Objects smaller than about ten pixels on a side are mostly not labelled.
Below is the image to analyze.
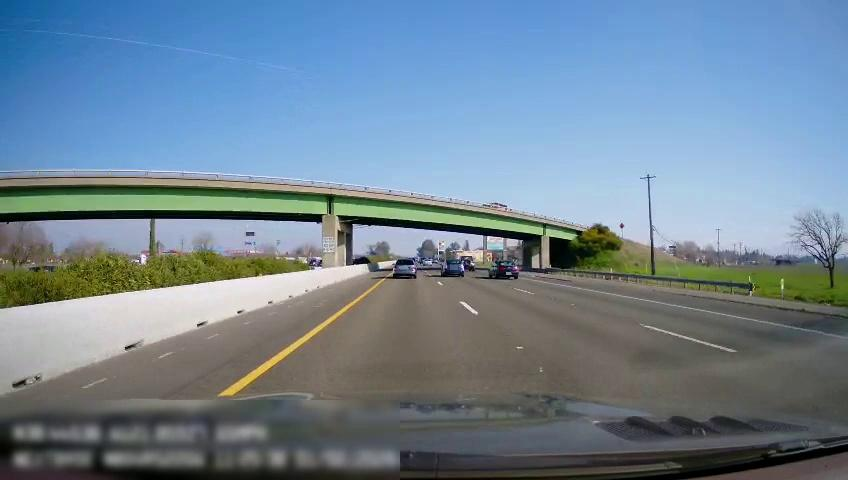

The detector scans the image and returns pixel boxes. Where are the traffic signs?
[321,235,337,254]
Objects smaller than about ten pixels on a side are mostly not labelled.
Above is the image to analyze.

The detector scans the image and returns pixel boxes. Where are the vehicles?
[391,257,418,280]
[28,265,60,275]
[439,258,466,278]
[487,259,520,281]
[460,256,475,271]
[306,259,323,267]
[422,258,434,267]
